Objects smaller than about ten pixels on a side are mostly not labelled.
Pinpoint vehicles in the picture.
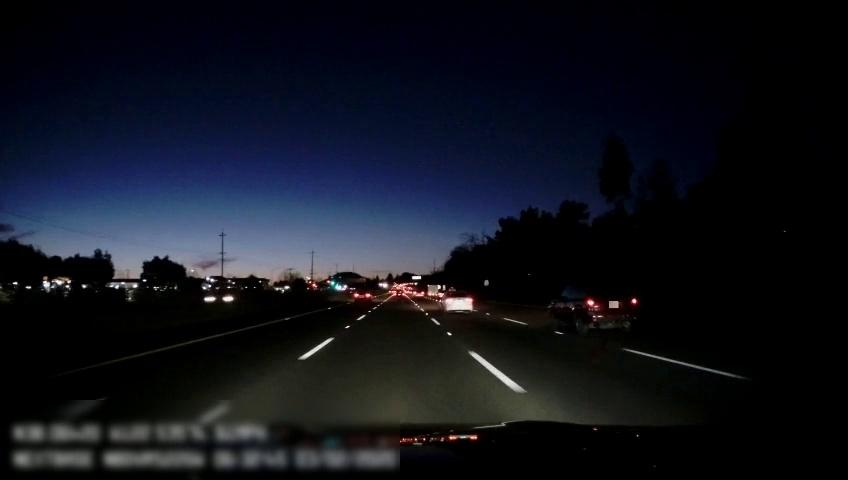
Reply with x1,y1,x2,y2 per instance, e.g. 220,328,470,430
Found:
548,283,638,337
424,284,439,301
202,291,240,305
353,288,373,306
440,289,474,314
